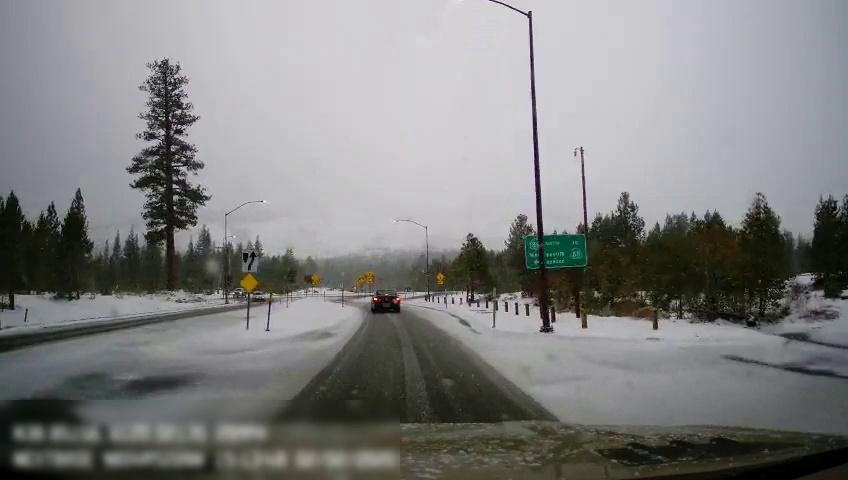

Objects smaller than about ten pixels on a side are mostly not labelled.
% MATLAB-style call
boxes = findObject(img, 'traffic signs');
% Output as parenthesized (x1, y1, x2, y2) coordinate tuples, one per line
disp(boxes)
(525, 234, 587, 268)
(240, 274, 258, 293)
(242, 250, 258, 273)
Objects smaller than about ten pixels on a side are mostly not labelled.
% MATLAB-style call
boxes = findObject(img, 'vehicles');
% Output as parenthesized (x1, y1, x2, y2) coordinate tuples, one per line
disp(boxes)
(252, 292, 265, 302)
(370, 289, 401, 313)
(232, 287, 247, 298)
